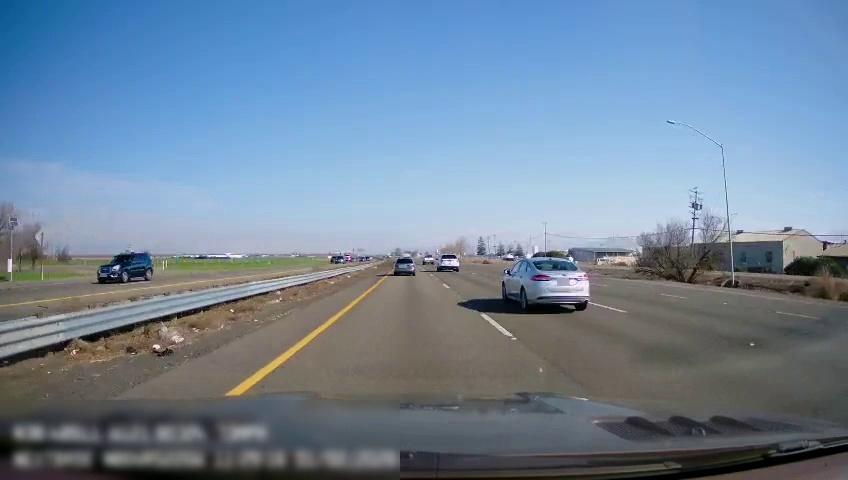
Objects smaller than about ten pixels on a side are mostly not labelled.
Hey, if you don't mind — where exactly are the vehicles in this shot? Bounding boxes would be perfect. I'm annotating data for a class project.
[422,255,434,265]
[345,254,353,263]
[335,255,346,265]
[501,257,590,312]
[96,252,154,284]
[393,257,416,276]
[436,254,460,272]
[331,255,337,264]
